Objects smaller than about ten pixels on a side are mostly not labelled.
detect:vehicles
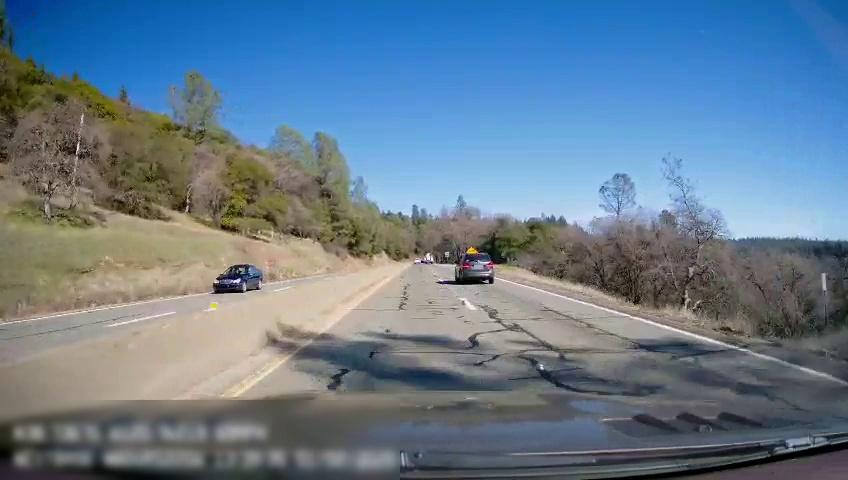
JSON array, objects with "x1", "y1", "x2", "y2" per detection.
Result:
[
  {"x1": 212, "y1": 263, "x2": 264, "y2": 294},
  {"x1": 454, "y1": 252, "x2": 495, "y2": 284},
  {"x1": 420, "y1": 252, "x2": 434, "y2": 264}
]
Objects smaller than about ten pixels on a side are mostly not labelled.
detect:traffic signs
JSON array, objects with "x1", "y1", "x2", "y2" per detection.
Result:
[{"x1": 466, "y1": 246, "x2": 479, "y2": 255}]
